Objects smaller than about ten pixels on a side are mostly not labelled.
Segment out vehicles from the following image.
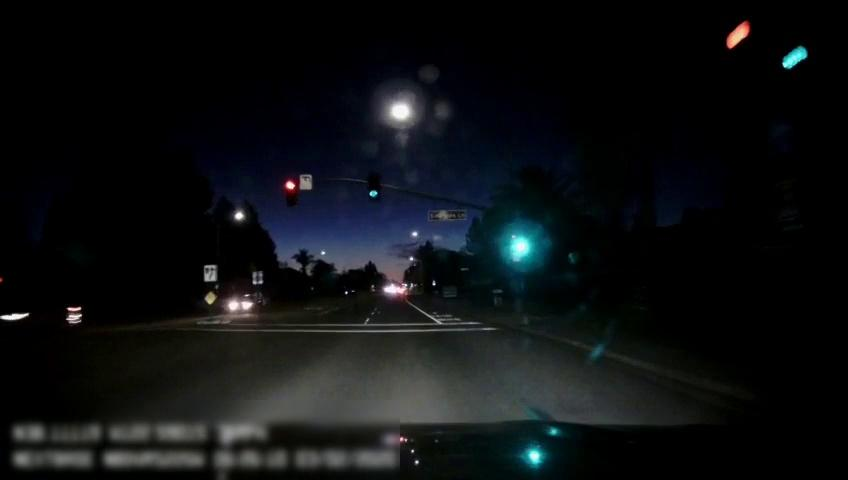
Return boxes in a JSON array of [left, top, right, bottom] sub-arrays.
[[0, 293, 85, 334], [227, 290, 266, 313]]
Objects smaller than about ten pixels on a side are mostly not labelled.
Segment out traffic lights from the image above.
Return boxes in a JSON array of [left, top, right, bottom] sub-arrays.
[[368, 172, 381, 204], [283, 177, 300, 206]]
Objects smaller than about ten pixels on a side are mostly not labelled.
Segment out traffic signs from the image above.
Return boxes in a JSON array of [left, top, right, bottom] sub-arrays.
[[298, 174, 314, 191], [204, 291, 216, 305], [427, 209, 468, 222], [203, 264, 217, 282]]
